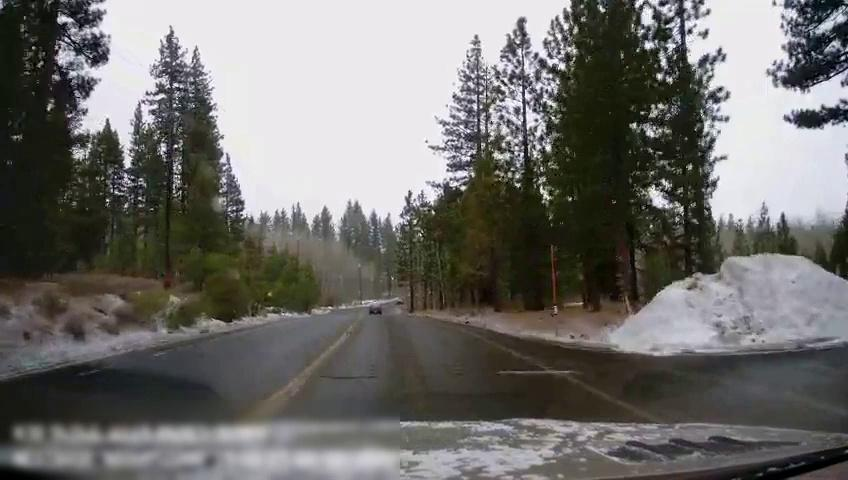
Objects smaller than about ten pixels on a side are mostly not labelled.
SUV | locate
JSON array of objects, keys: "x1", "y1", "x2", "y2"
[{"x1": 368, "y1": 302, "x2": 385, "y2": 315}]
